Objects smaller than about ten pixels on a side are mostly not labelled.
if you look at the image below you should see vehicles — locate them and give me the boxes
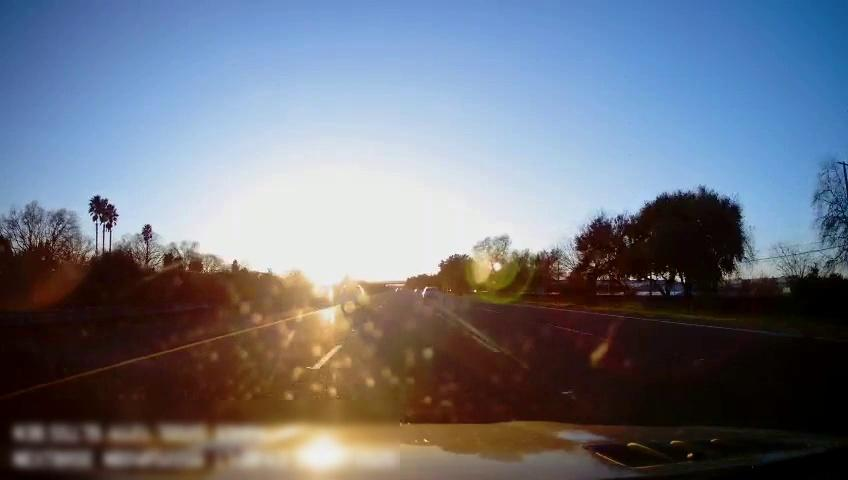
[422,287,439,300]
[338,285,369,312]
